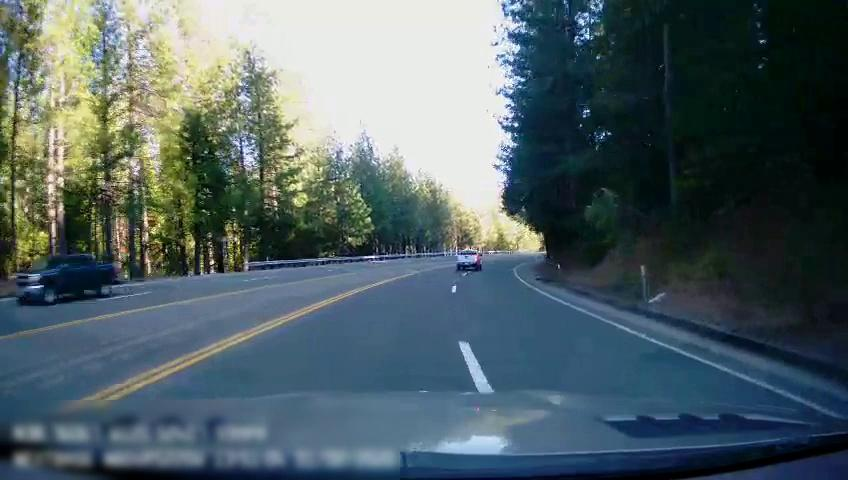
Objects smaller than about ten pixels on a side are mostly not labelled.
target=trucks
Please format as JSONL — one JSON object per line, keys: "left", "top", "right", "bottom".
{"left": 12, "top": 254, "right": 122, "bottom": 306}
{"left": 456, "top": 247, "right": 484, "bottom": 272}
